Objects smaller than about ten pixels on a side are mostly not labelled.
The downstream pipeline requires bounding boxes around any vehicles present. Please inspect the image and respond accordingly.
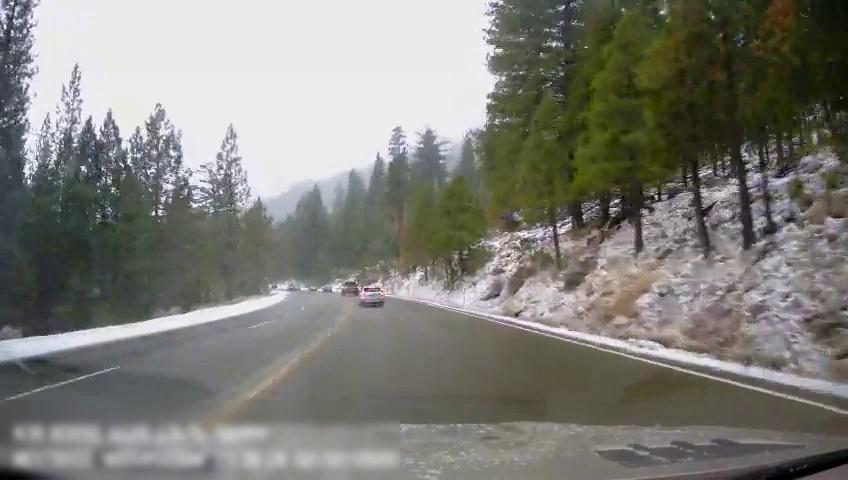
[341,281,359,296]
[322,286,333,293]
[359,285,385,308]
